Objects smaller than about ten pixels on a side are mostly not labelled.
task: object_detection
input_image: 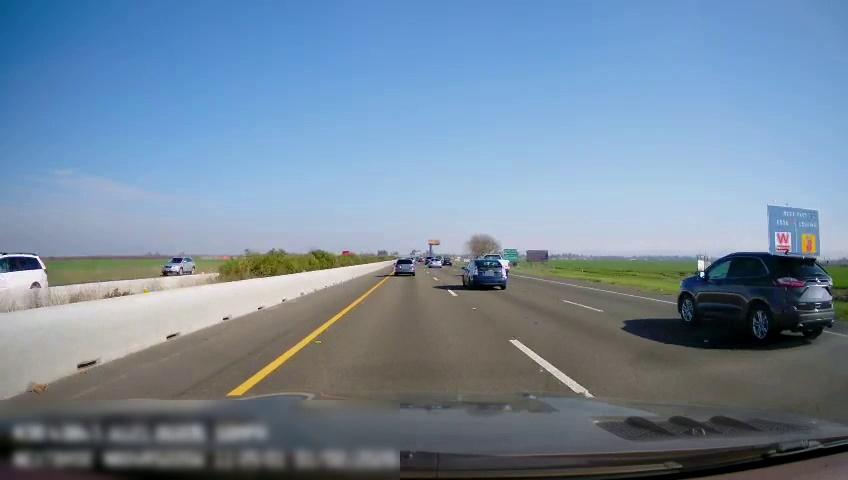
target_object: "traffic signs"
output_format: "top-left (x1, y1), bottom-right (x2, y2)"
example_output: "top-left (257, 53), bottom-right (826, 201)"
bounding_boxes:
top-left (503, 248), bottom-right (520, 263)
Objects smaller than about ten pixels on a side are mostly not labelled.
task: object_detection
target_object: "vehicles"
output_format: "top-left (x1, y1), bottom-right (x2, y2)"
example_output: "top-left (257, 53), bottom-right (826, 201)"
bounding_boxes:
top-left (393, 257), bottom-right (415, 276)
top-left (462, 258), bottom-right (507, 290)
top-left (482, 254), bottom-right (511, 276)
top-left (160, 257), bottom-right (197, 277)
top-left (0, 253), bottom-right (48, 289)
top-left (675, 251), bottom-right (835, 345)
top-left (428, 257), bottom-right (443, 269)
top-left (340, 249), bottom-right (353, 256)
